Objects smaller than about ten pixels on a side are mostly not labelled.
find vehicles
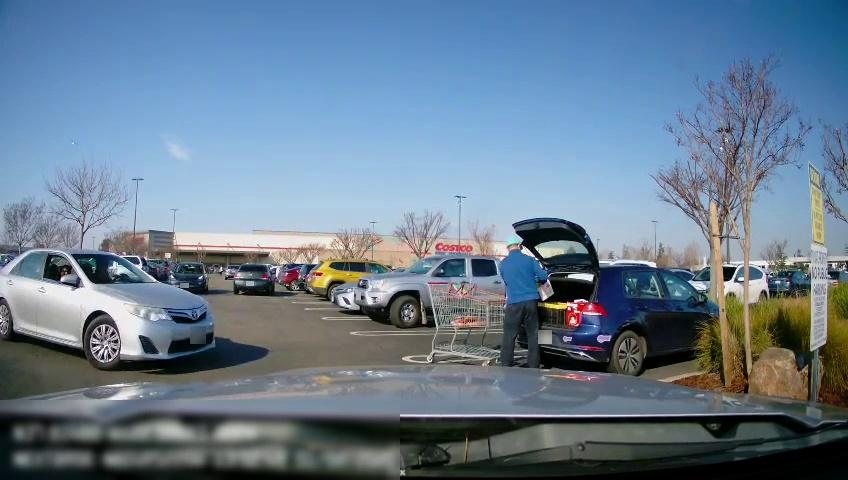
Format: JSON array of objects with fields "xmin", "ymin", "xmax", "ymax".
[
  {"xmin": 233, "ymin": 263, "xmax": 278, "ymax": 295},
  {"xmin": 120, "ymin": 255, "xmax": 145, "ymax": 270},
  {"xmin": 603, "ymin": 259, "xmax": 661, "ymax": 269},
  {"xmin": 305, "ymin": 258, "xmax": 384, "ymax": 302},
  {"xmin": 297, "ymin": 263, "xmax": 316, "ymax": 286},
  {"xmin": 278, "ymin": 263, "xmax": 304, "ymax": 291},
  {"xmin": 766, "ymin": 269, "xmax": 812, "ymax": 298},
  {"xmin": 0, "ymin": 246, "xmax": 218, "ymax": 372},
  {"xmin": 688, "ymin": 262, "xmax": 770, "ymax": 306},
  {"xmin": 669, "ymin": 268, "xmax": 697, "ymax": 282},
  {"xmin": 221, "ymin": 263, "xmax": 238, "ymax": 280},
  {"xmin": 168, "ymin": 262, "xmax": 210, "ymax": 295},
  {"xmin": 510, "ymin": 217, "xmax": 719, "ymax": 376},
  {"xmin": 355, "ymin": 252, "xmax": 506, "ymax": 330},
  {"xmin": 334, "ymin": 284, "xmax": 362, "ymax": 312}
]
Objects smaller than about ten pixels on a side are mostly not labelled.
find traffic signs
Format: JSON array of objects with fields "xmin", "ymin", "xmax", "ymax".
[
  {"xmin": 809, "ymin": 241, "xmax": 830, "ymax": 352},
  {"xmin": 807, "ymin": 164, "xmax": 825, "ymax": 246}
]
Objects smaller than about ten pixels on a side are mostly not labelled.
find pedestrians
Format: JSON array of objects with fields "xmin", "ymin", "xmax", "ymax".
[{"xmin": 499, "ymin": 236, "xmax": 547, "ymax": 369}]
